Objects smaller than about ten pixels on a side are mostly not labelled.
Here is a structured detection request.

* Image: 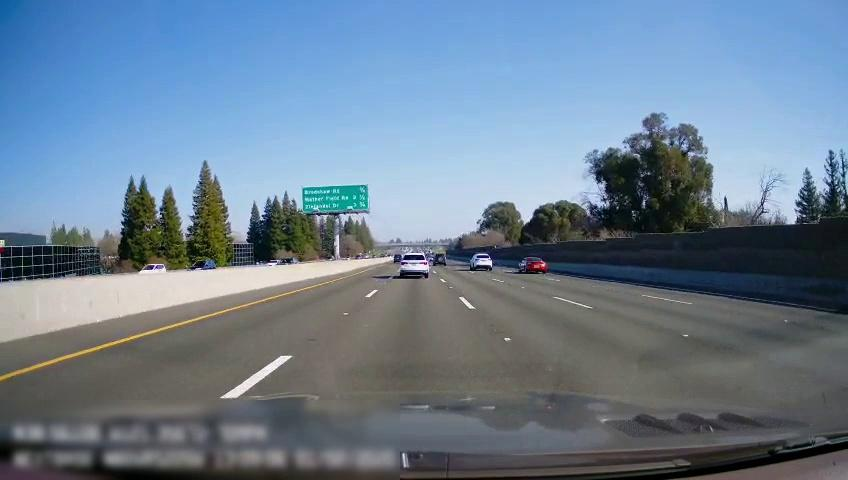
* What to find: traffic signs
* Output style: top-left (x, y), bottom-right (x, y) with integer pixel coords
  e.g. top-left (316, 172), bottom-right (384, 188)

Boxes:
top-left (302, 184), bottom-right (370, 213)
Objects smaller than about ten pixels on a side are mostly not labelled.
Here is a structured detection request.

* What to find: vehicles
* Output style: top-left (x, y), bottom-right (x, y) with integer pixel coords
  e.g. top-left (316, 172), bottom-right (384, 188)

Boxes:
top-left (137, 263), bottom-right (167, 275)
top-left (188, 260), bottom-right (216, 270)
top-left (399, 252), bottom-right (430, 277)
top-left (392, 253), bottom-right (404, 264)
top-left (266, 260), bottom-right (280, 266)
top-left (276, 257), bottom-right (299, 265)
top-left (468, 253), bottom-right (493, 272)
top-left (432, 252), bottom-right (447, 267)
top-left (518, 256), bottom-right (548, 274)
